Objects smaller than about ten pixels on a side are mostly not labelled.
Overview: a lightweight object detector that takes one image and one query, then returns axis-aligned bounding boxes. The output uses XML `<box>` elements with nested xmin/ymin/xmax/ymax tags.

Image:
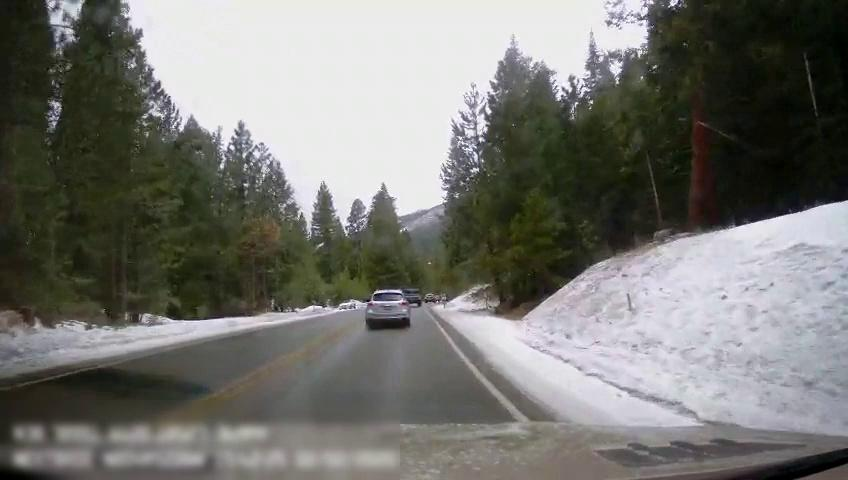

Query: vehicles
<box><xmin>338</xmin><ymin>300</ymin><xmax>357</xmax><ymax>310</ymax></box>
<box><xmin>365</xmin><ymin>290</ymin><xmax>409</xmax><ymax>328</ymax></box>
<box><xmin>424</xmin><ymin>292</ymin><xmax>436</xmax><ymax>303</ymax></box>
<box><xmin>400</xmin><ymin>289</ymin><xmax>421</xmax><ymax>306</ymax></box>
